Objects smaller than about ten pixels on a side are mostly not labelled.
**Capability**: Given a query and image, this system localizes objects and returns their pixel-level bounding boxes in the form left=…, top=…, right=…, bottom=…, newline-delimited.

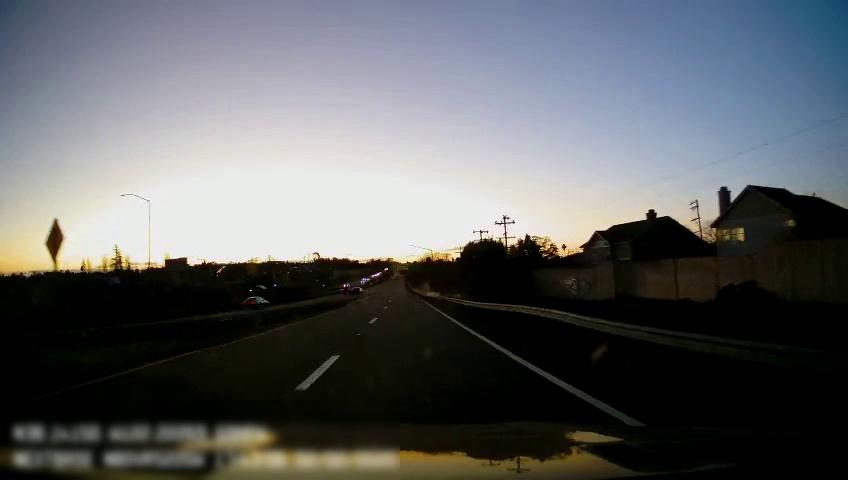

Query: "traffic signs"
left=43, top=216, right=66, bottom=263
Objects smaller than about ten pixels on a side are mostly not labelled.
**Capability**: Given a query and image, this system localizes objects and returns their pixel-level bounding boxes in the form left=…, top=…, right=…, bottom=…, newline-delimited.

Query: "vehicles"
left=350, top=286, right=365, bottom=296
left=248, top=285, right=269, bottom=294
left=240, top=295, right=270, bottom=309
